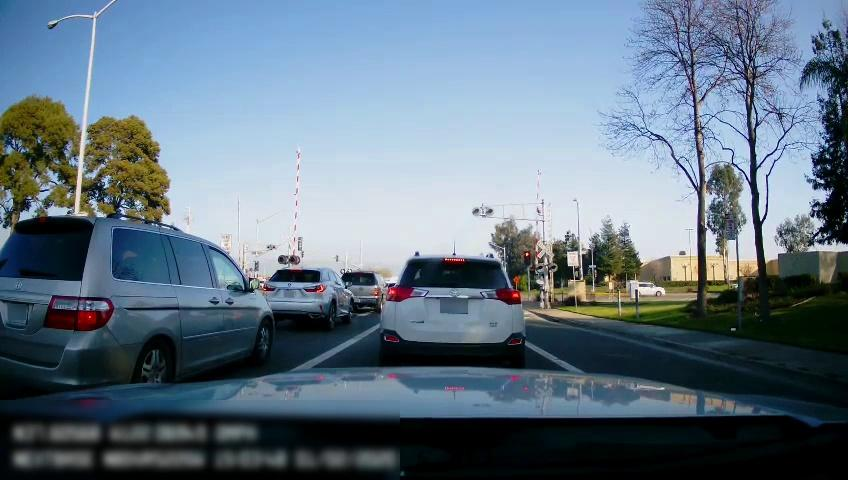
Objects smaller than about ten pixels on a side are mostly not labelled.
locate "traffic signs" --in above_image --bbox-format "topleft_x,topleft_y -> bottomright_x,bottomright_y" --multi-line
567,251 -> 579,267
536,239 -> 555,260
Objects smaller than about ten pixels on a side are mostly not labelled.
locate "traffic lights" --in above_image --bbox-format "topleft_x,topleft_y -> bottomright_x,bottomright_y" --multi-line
288,255 -> 300,265
297,237 -> 303,252
277,255 -> 289,265
563,230 -> 570,245
523,250 -> 531,265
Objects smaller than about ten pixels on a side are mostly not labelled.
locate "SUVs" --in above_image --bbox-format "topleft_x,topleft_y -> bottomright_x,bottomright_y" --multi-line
262,266 -> 354,330
340,270 -> 388,314
631,281 -> 666,297
380,251 -> 526,363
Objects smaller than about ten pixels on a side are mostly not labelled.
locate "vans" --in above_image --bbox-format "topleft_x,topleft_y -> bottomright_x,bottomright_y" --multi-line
0,212 -> 276,393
